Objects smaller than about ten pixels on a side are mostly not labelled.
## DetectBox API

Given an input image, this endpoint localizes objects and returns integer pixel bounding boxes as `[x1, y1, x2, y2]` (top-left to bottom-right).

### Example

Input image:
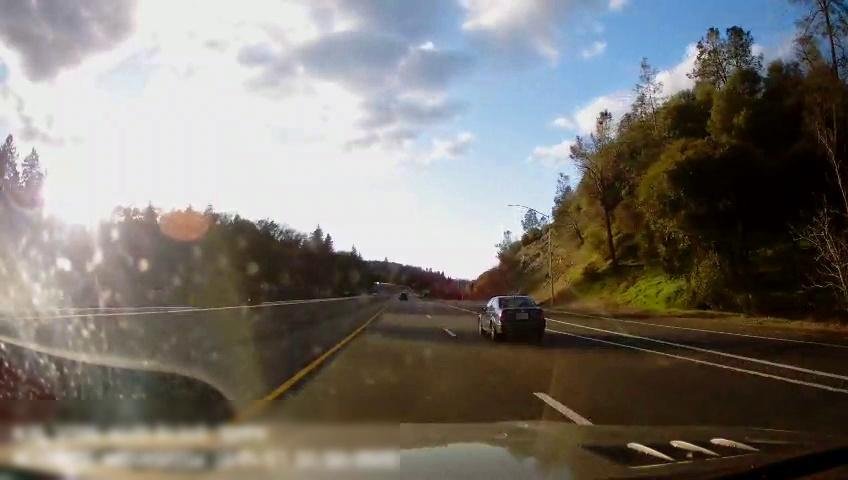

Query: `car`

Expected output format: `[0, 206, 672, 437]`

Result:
[477, 295, 546, 342]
